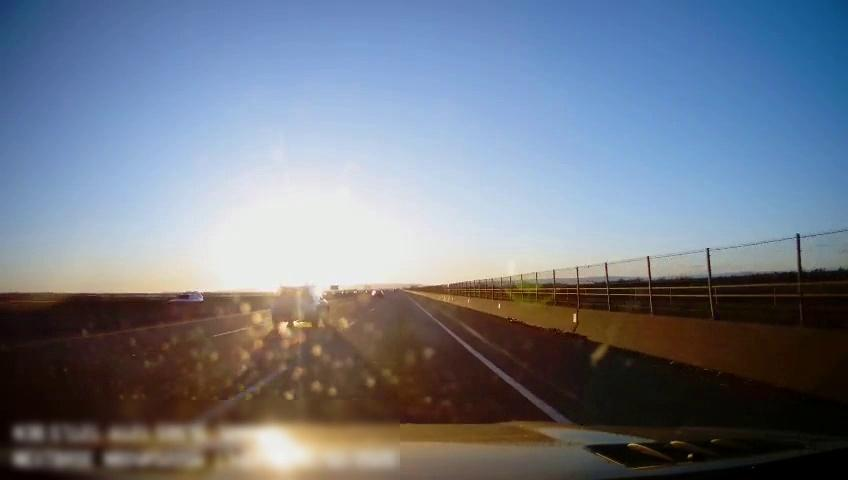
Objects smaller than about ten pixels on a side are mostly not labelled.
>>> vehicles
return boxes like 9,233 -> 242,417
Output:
371,289 -> 384,299
270,286 -> 330,329
168,293 -> 204,305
